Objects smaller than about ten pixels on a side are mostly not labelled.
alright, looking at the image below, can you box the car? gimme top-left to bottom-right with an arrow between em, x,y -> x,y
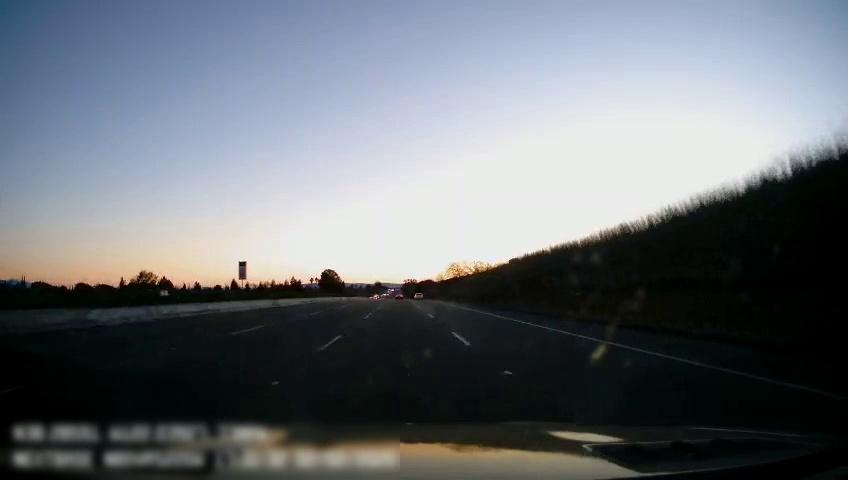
413,292 -> 425,300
